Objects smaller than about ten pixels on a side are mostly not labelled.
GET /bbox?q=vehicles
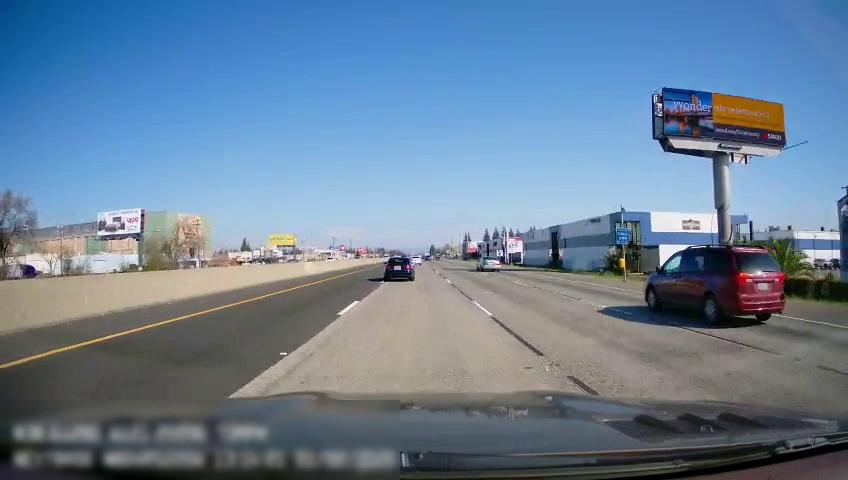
[643,243,787,324]
[476,256,502,273]
[408,255,422,266]
[382,256,417,282]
